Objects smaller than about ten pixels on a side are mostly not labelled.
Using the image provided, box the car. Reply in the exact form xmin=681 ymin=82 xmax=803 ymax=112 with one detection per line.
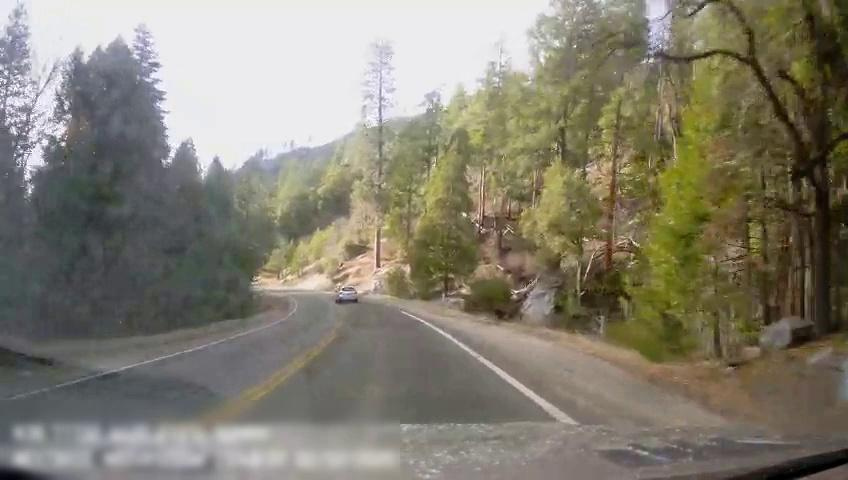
xmin=334 ymin=285 xmax=358 ymax=304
